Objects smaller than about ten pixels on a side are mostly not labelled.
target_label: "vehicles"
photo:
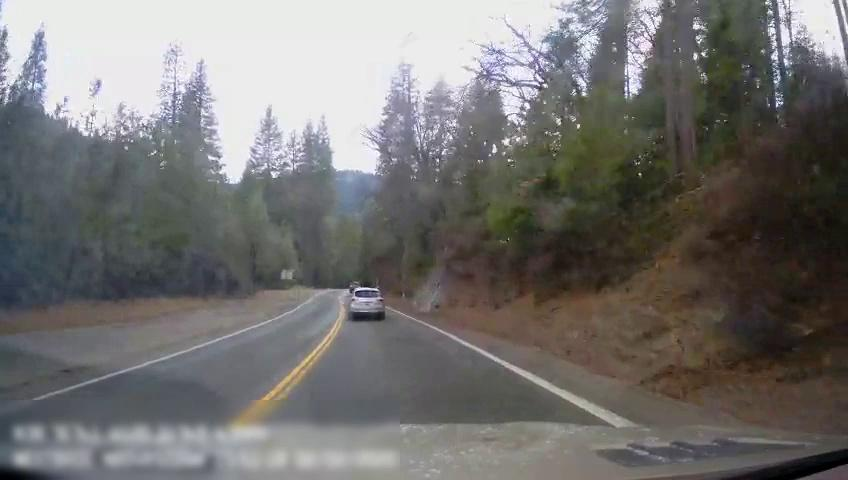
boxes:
[349,287,386,320]
[349,281,360,294]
